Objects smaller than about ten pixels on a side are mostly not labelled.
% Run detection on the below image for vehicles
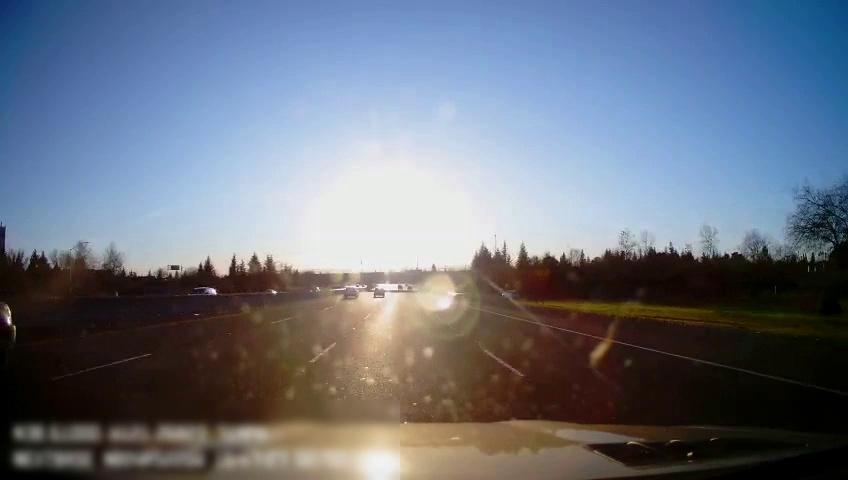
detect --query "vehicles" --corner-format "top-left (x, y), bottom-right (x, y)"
top-left (343, 285), bottom-right (358, 299)
top-left (264, 288), bottom-right (278, 294)
top-left (503, 290), bottom-right (520, 299)
top-left (373, 286), bottom-right (386, 298)
top-left (0, 300), bottom-right (17, 358)
top-left (189, 287), bottom-right (217, 296)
